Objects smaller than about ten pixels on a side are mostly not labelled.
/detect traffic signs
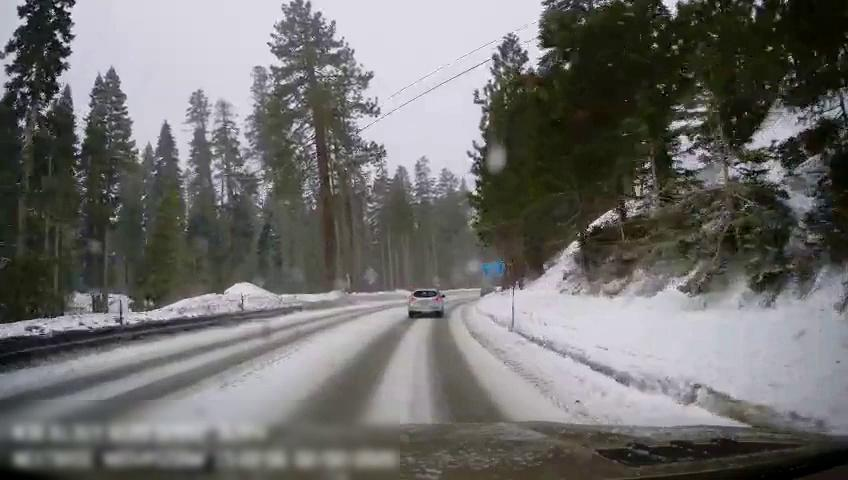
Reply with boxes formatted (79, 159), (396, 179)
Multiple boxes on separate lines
(361, 266), (380, 286)
(482, 260), (506, 277)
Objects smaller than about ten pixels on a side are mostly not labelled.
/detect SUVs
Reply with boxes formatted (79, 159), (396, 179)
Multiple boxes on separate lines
(407, 287), (447, 319)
